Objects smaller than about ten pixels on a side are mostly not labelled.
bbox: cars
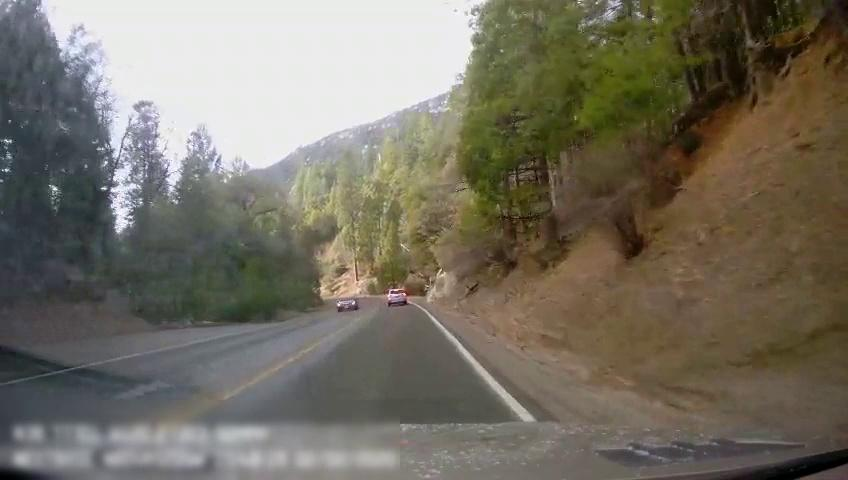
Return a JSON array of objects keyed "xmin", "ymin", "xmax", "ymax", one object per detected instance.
[
  {"xmin": 386, "ymin": 288, "xmax": 408, "ymax": 307},
  {"xmin": 335, "ymin": 296, "xmax": 359, "ymax": 313}
]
